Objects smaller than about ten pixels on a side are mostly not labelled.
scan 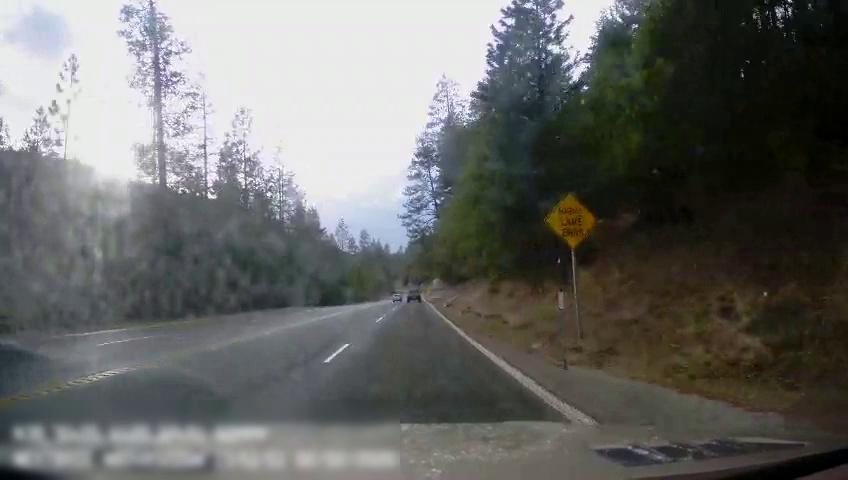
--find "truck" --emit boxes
[406,288,422,302]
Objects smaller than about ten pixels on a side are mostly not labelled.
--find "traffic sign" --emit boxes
[542,192,599,250]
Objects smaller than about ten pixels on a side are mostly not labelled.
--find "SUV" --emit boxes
[391,293,403,303]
